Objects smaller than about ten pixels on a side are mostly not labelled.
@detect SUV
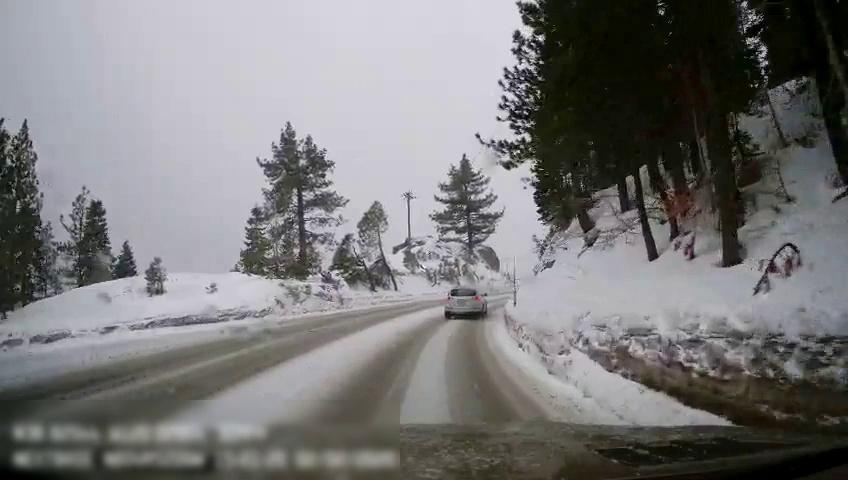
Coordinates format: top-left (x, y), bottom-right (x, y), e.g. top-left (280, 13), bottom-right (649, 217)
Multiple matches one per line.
top-left (444, 285), bottom-right (489, 320)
